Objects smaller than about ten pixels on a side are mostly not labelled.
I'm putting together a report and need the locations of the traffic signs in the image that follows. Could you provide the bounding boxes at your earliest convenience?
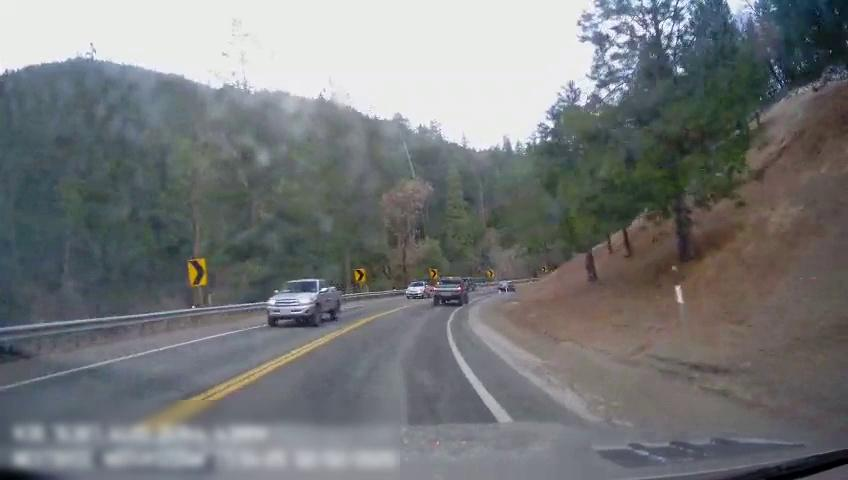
[354,268,366,283]
[187,257,208,287]
[429,268,438,279]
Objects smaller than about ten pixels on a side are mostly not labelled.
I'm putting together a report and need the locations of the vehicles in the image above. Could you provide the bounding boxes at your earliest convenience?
[433,275,469,306]
[266,278,343,328]
[405,281,431,299]
[497,279,516,293]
